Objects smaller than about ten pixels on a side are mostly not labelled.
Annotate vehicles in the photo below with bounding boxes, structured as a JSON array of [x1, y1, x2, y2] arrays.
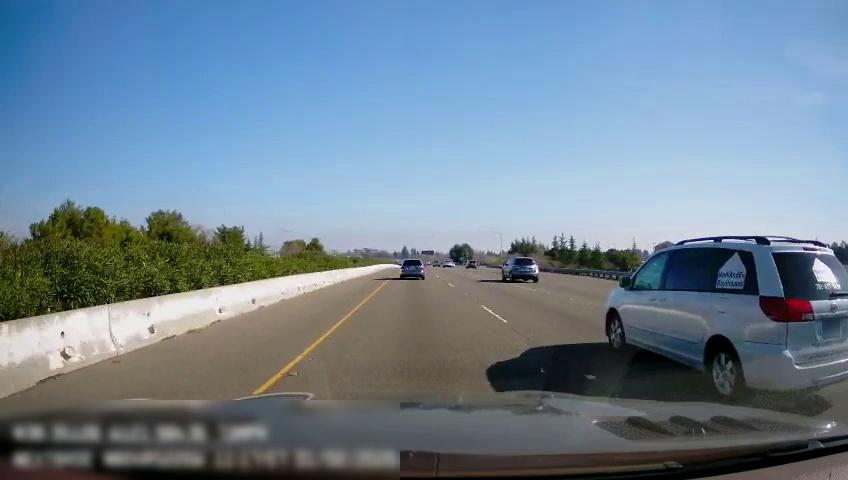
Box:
[[501, 256, 539, 283], [604, 242, 848, 400], [465, 261, 477, 269], [398, 259, 426, 281], [443, 259, 455, 268]]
